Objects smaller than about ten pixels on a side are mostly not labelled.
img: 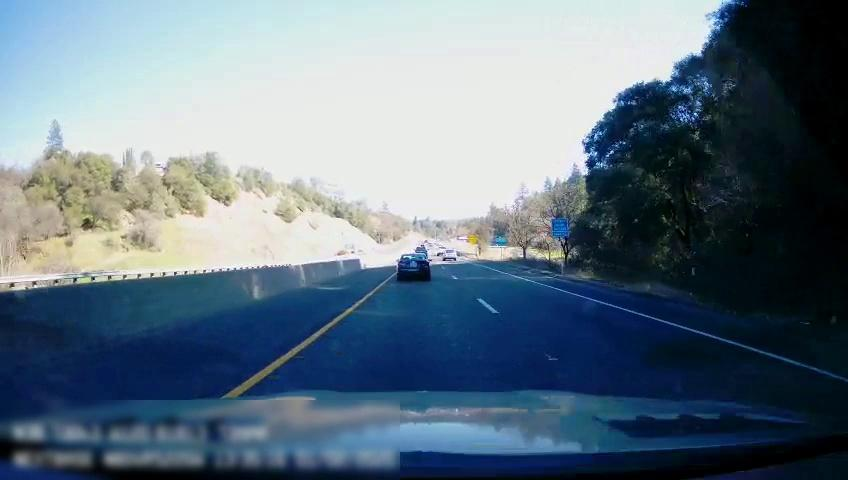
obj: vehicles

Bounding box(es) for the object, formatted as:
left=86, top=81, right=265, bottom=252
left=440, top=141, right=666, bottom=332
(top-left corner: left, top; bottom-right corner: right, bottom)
left=442, top=248, right=457, bottom=261
left=395, top=252, right=432, bottom=281
left=413, top=245, right=430, bottom=256
left=436, top=245, right=448, bottom=256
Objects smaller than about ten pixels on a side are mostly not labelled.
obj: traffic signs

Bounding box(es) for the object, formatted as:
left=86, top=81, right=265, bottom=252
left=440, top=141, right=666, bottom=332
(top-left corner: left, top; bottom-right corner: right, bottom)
left=494, top=232, right=506, bottom=245
left=468, top=234, right=481, bottom=246
left=553, top=217, right=570, bottom=239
